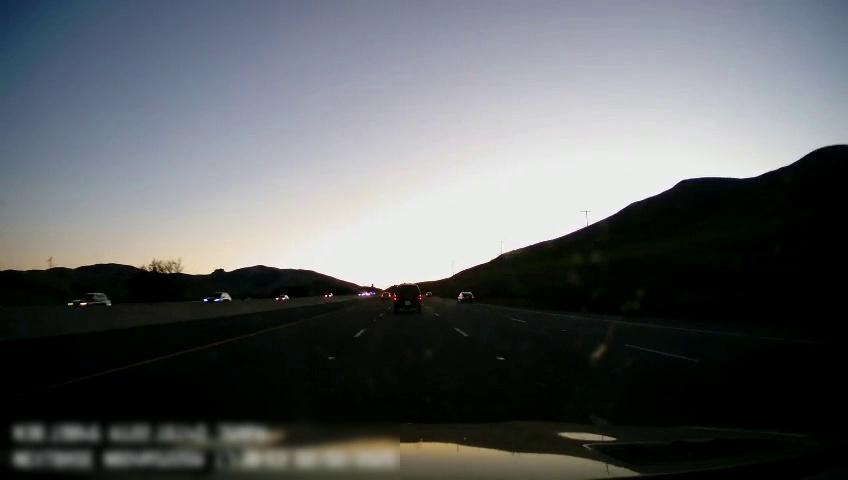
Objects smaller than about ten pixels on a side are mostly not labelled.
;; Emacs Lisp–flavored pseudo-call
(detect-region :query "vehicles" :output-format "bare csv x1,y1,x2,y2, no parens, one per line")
457,292,474,303
394,285,422,312
203,292,232,302
67,293,112,307
381,292,392,300
275,294,290,301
